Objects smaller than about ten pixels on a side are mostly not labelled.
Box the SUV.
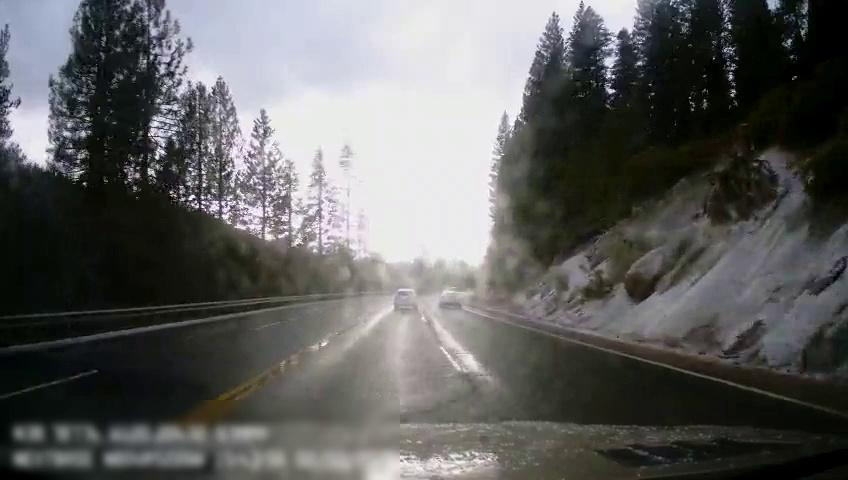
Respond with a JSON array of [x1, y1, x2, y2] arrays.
[[393, 288, 419, 311]]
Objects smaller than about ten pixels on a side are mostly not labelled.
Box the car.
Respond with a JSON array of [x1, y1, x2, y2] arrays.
[[438, 290, 462, 309]]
